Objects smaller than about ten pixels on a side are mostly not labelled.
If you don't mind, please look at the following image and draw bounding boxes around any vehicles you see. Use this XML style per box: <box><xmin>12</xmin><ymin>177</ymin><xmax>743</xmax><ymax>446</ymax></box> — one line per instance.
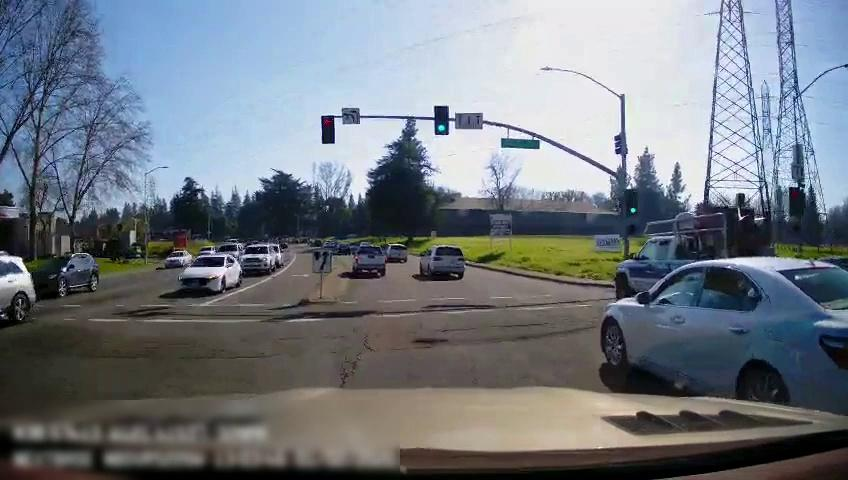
<box><xmin>178</xmin><ymin>254</ymin><xmax>243</xmax><ymax>293</ymax></box>
<box><xmin>270</xmin><ymin>243</ymin><xmax>287</xmax><ymax>268</ymax></box>
<box><xmin>32</xmin><ymin>251</ymin><xmax>101</xmax><ymax>299</ymax></box>
<box><xmin>216</xmin><ymin>243</ymin><xmax>244</xmax><ymax>259</ymax></box>
<box><xmin>164</xmin><ymin>250</ymin><xmax>192</xmax><ymax>269</ymax></box>
<box><xmin>239</xmin><ymin>244</ymin><xmax>277</xmax><ymax>276</ymax></box>
<box><xmin>816</xmin><ymin>255</ymin><xmax>848</xmax><ymax>270</ymax></box>
<box><xmin>352</xmin><ymin>245</ymin><xmax>387</xmax><ymax>277</ymax></box>
<box><xmin>334</xmin><ymin>242</ymin><xmax>350</xmax><ymax>257</ymax></box>
<box><xmin>614</xmin><ymin>209</ymin><xmax>770</xmax><ymax>301</ymax></box>
<box><xmin>199</xmin><ymin>247</ymin><xmax>216</xmax><ymax>256</ymax></box>
<box><xmin>598</xmin><ymin>254</ymin><xmax>848</xmax><ymax>415</ymax></box>
<box><xmin>418</xmin><ymin>244</ymin><xmax>466</xmax><ymax>279</ymax></box>
<box><xmin>0</xmin><ymin>249</ymin><xmax>38</xmax><ymax>326</ymax></box>
<box><xmin>385</xmin><ymin>243</ymin><xmax>409</xmax><ymax>263</ymax></box>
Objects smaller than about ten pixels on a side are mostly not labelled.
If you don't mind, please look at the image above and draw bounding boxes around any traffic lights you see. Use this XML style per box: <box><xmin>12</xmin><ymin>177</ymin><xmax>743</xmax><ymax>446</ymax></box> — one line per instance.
<box><xmin>433</xmin><ymin>104</ymin><xmax>451</xmax><ymax>137</ymax></box>
<box><xmin>613</xmin><ymin>133</ymin><xmax>624</xmax><ymax>156</ymax></box>
<box><xmin>623</xmin><ymin>187</ymin><xmax>638</xmax><ymax>218</ymax></box>
<box><xmin>319</xmin><ymin>114</ymin><xmax>336</xmax><ymax>146</ymax></box>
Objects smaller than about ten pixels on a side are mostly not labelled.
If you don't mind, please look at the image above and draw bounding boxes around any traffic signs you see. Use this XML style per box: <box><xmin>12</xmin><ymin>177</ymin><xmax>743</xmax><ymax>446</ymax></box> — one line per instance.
<box><xmin>310</xmin><ymin>247</ymin><xmax>334</xmax><ymax>275</ymax></box>
<box><xmin>453</xmin><ymin>111</ymin><xmax>484</xmax><ymax>131</ymax></box>
<box><xmin>342</xmin><ymin>106</ymin><xmax>362</xmax><ymax>126</ymax></box>
<box><xmin>500</xmin><ymin>137</ymin><xmax>542</xmax><ymax>150</ymax></box>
